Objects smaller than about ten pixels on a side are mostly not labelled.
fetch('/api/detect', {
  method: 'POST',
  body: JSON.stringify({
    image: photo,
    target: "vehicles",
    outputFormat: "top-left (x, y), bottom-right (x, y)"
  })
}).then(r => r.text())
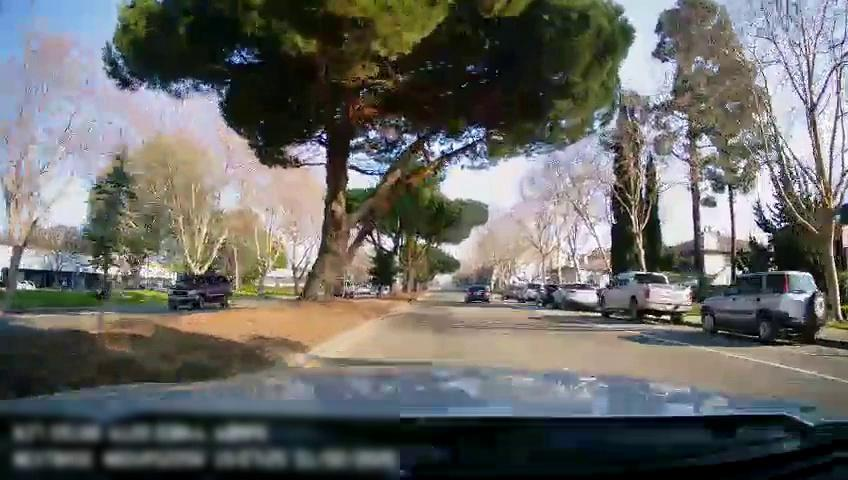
top-left (552, 283), bottom-right (598, 311)
top-left (464, 285), bottom-right (489, 304)
top-left (341, 279), bottom-right (355, 298)
top-left (501, 285), bottom-right (521, 300)
top-left (597, 271), bottom-right (694, 324)
top-left (534, 282), bottom-right (557, 308)
top-left (516, 282), bottom-right (542, 304)
top-left (700, 271), bottom-right (827, 345)
top-left (168, 271), bottom-right (234, 312)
